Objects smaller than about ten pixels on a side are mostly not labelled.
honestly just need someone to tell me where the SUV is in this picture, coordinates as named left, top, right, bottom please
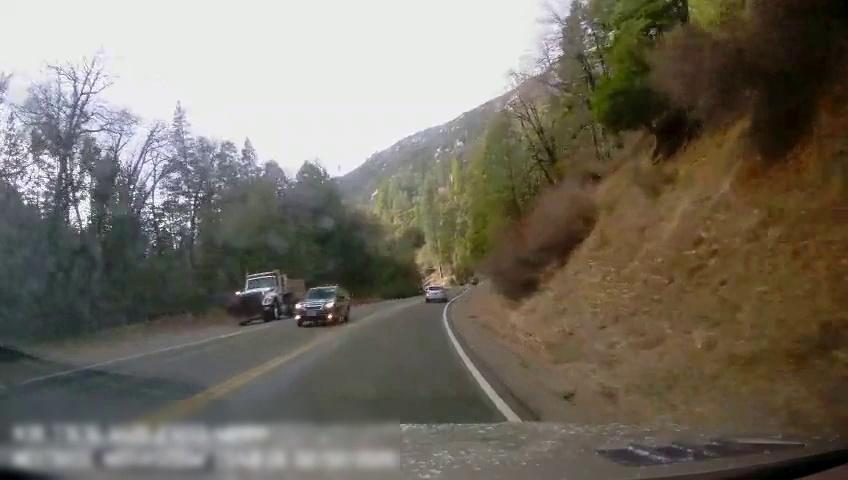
left=293, top=284, right=353, bottom=328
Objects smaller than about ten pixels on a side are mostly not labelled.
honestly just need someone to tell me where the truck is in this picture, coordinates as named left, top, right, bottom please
left=232, top=267, right=307, bottom=326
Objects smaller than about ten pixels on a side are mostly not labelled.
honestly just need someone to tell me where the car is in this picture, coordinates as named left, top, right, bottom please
left=425, top=281, right=449, bottom=303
